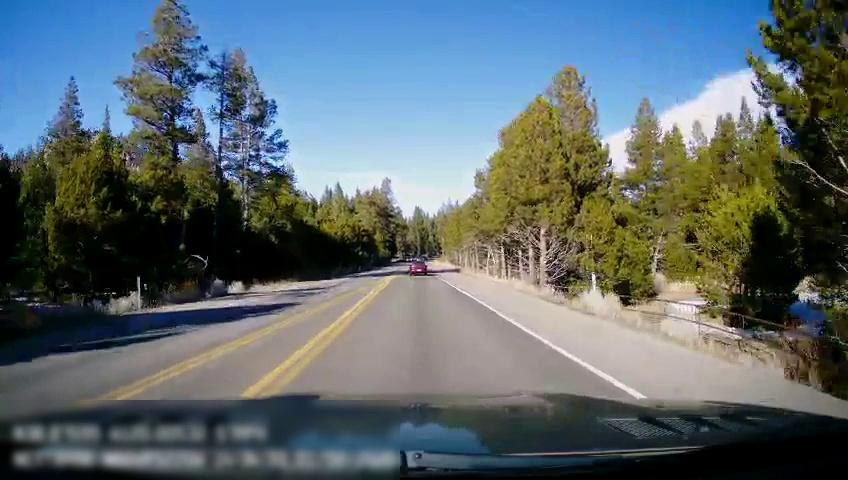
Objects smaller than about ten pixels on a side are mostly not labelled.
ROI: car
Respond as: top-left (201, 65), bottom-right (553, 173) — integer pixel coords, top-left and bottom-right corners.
top-left (409, 261), bottom-right (428, 277)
